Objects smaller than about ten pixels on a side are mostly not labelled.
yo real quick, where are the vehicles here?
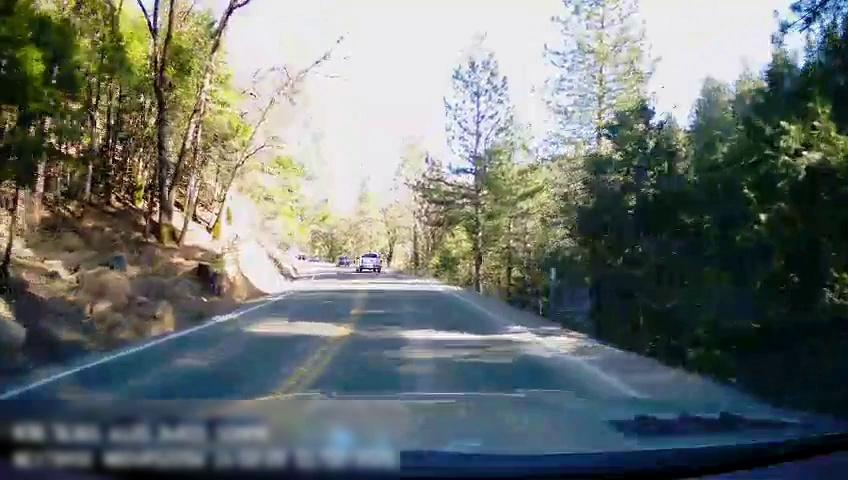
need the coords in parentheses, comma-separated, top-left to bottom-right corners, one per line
(338, 257, 351, 268)
(356, 251, 382, 273)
